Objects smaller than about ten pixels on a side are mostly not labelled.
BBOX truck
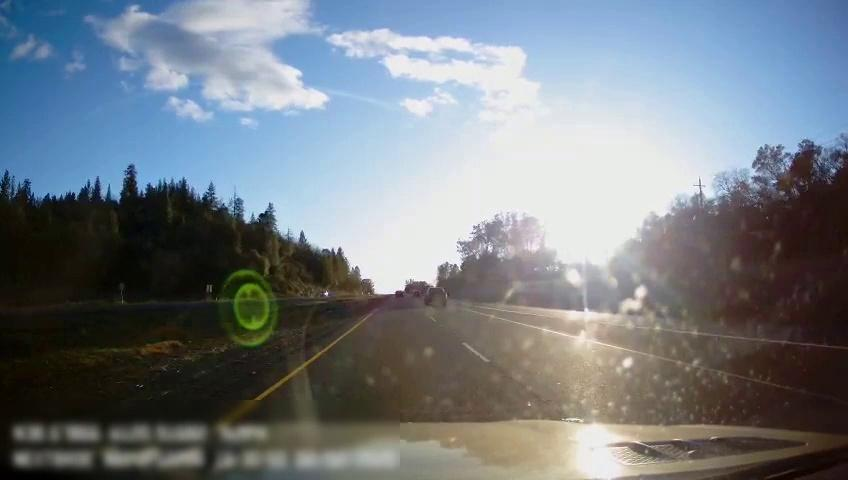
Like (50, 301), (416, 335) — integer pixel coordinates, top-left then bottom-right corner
(425, 288), (448, 305)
